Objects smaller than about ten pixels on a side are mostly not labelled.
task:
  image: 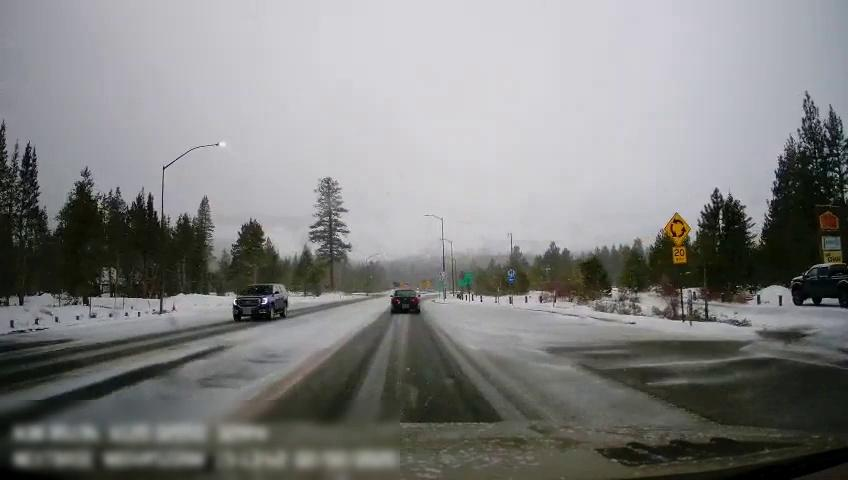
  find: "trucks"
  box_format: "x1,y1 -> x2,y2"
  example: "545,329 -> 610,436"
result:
790,263 -> 848,307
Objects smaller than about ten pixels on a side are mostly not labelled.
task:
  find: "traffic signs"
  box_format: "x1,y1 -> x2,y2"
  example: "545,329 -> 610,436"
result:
672,246 -> 687,264
664,212 -> 691,245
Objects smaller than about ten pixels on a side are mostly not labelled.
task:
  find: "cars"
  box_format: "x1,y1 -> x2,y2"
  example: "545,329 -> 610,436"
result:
389,289 -> 422,314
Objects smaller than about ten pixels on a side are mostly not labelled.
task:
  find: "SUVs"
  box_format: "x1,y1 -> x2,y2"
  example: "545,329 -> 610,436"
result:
232,284 -> 289,321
